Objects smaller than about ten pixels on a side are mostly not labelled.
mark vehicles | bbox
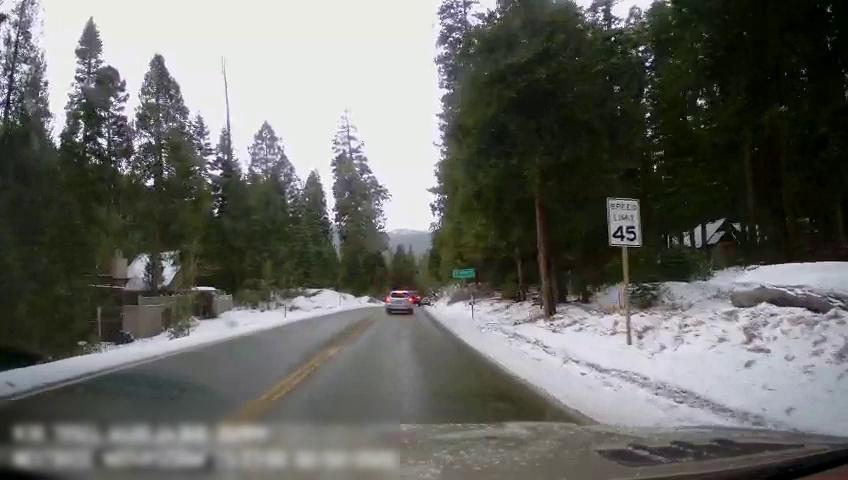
[400,289,422,307]
[385,290,415,315]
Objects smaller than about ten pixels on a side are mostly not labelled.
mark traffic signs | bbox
[452,268,476,279]
[605,195,643,247]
